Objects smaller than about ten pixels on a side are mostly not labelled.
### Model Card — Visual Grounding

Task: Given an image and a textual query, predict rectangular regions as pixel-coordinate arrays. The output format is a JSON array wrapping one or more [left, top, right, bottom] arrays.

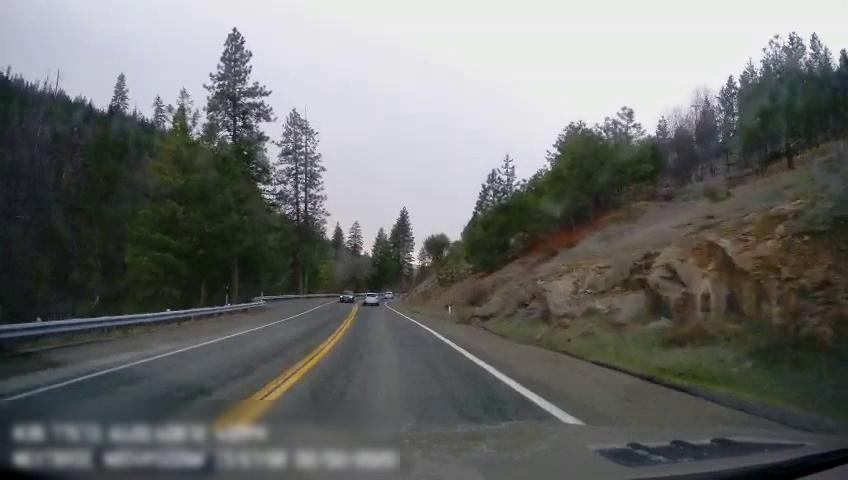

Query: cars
[[363, 292, 379, 306], [340, 290, 356, 303]]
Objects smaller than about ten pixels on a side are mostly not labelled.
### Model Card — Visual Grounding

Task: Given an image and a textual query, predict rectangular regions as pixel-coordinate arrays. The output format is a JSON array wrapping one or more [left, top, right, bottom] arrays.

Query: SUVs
[[384, 291, 394, 300]]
